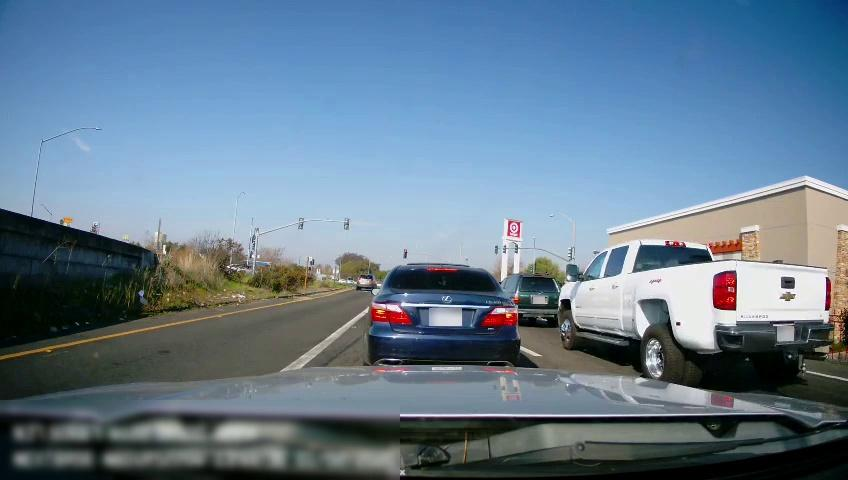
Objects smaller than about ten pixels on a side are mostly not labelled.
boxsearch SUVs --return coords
[356,274,377,291]
[493,272,563,327]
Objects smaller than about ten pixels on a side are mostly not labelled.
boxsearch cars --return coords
[361,262,522,367]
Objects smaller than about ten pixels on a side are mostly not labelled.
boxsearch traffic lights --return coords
[502,243,507,255]
[403,248,408,260]
[343,217,350,231]
[513,242,519,256]
[567,247,573,261]
[297,217,305,230]
[494,244,499,255]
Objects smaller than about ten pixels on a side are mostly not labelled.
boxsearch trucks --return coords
[556,238,835,389]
